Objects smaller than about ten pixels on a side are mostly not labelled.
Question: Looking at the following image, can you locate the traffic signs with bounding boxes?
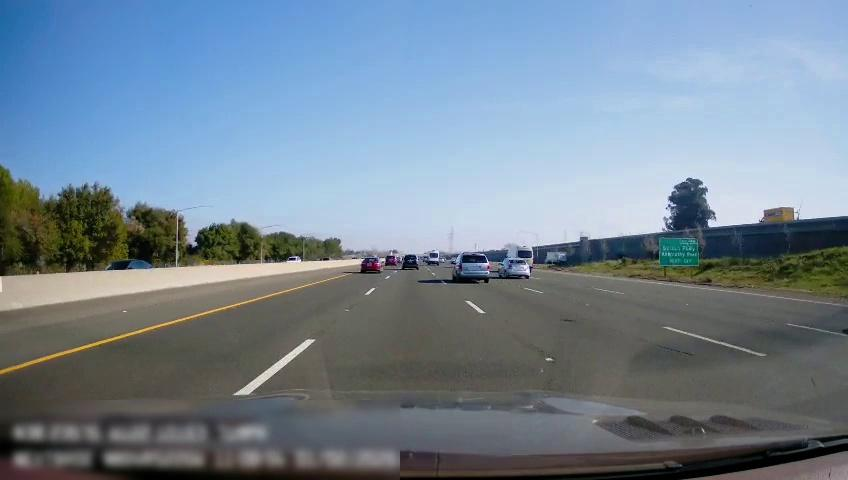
[658,237,700,268]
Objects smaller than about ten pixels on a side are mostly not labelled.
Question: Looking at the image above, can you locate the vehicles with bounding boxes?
[544,251,567,265]
[286,254,303,263]
[384,255,398,267]
[498,257,531,280]
[758,206,795,224]
[319,256,330,261]
[103,258,155,272]
[427,250,440,266]
[449,253,491,284]
[360,257,385,274]
[402,254,419,271]
[505,246,533,273]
